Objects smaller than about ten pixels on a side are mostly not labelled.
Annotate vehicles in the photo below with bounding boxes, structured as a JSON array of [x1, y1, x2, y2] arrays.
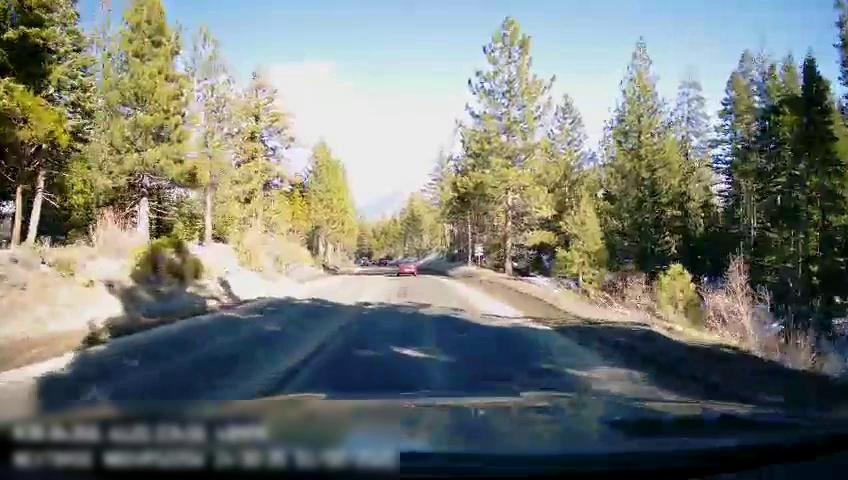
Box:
[[377, 256, 394, 266], [397, 259, 418, 277]]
